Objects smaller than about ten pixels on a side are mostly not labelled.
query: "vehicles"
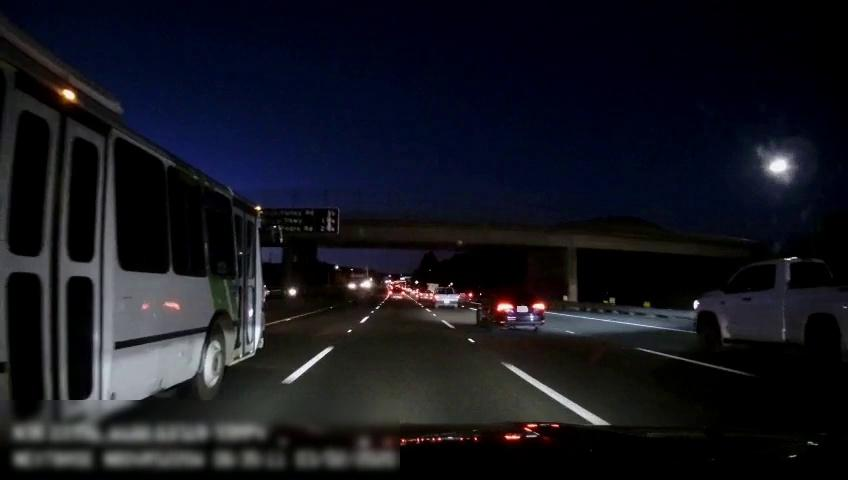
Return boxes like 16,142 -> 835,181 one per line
0,20 -> 286,446
693,258 -> 848,365
475,293 -> 547,331
418,289 -> 433,300
431,287 -> 458,308
388,287 -> 405,301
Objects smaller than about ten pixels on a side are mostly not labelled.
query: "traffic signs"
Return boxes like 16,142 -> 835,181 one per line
256,206 -> 340,235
